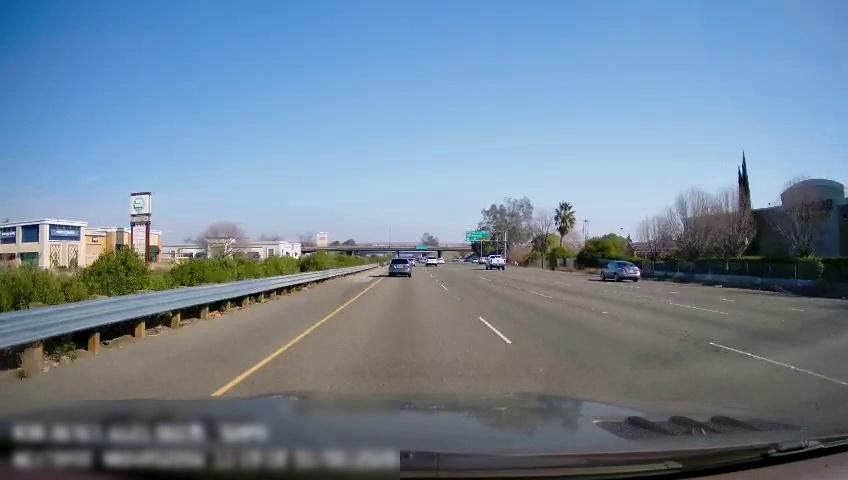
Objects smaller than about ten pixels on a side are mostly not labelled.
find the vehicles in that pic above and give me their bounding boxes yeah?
[600,260,640,282]
[426,257,439,268]
[478,256,488,264]
[388,258,412,278]
[407,259,415,267]
[485,255,506,270]
[437,257,445,265]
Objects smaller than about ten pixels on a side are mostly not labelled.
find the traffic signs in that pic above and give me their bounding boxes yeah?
[465,230,490,241]
[416,245,428,251]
